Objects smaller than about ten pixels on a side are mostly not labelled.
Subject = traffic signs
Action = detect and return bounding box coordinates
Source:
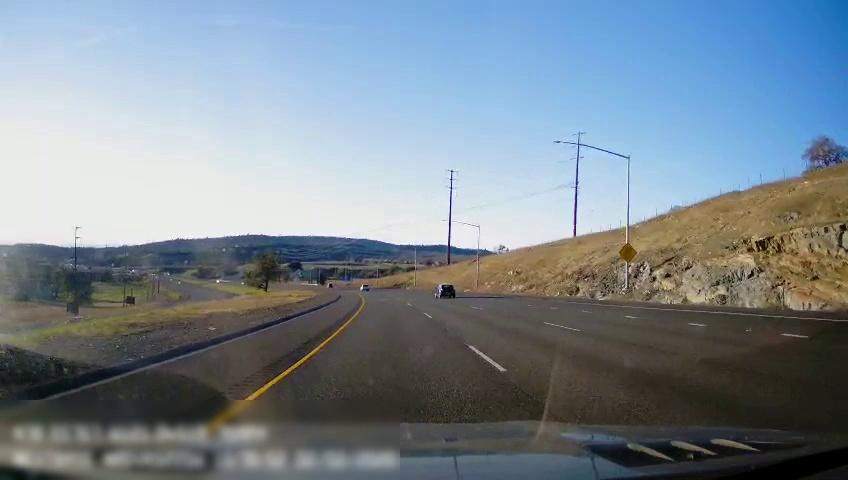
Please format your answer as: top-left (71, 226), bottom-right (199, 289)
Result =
top-left (618, 242), bottom-right (638, 264)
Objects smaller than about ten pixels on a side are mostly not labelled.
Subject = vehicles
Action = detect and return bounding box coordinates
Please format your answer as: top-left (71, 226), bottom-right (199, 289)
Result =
top-left (435, 283), bottom-right (456, 298)
top-left (359, 283), bottom-right (370, 292)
